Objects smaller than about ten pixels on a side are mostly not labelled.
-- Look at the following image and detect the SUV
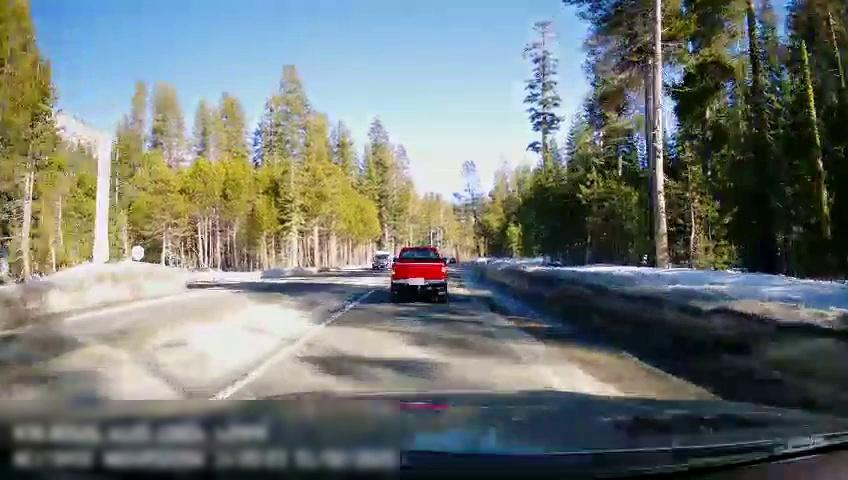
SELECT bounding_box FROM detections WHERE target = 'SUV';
[372,250,393,270]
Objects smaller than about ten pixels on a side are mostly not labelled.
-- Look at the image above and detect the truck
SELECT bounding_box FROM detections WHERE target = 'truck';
[389,244,449,299]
